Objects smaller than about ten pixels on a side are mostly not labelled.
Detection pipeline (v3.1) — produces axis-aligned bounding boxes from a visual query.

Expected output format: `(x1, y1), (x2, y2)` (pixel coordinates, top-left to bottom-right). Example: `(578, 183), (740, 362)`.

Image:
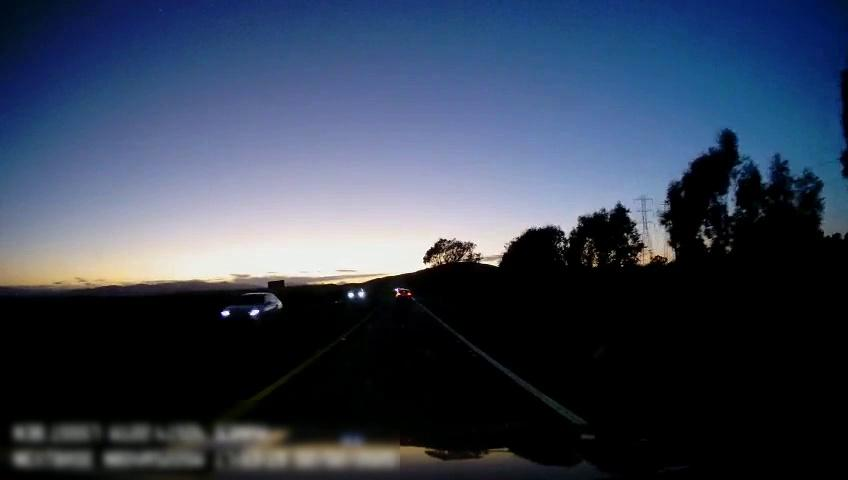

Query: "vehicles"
(219, 292), (284, 321)
(346, 287), (367, 302)
(395, 289), (413, 302)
